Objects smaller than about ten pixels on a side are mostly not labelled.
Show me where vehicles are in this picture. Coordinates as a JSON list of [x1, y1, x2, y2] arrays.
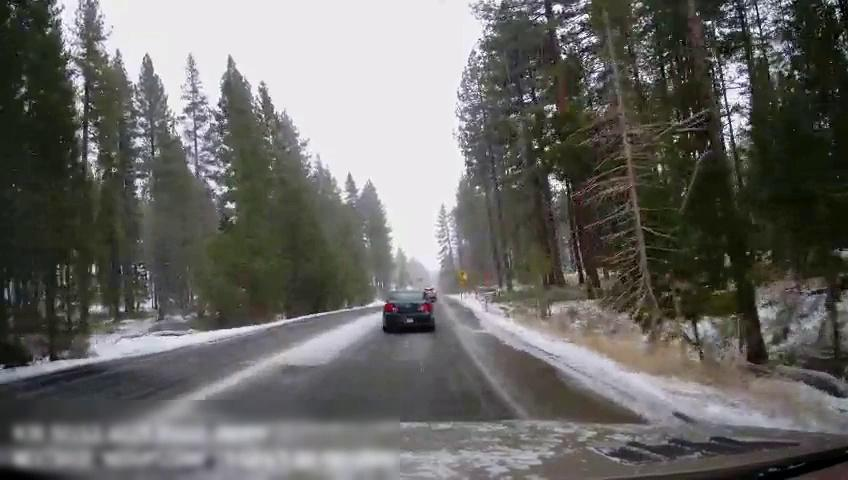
[[382, 291, 437, 334], [422, 288, 437, 303]]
